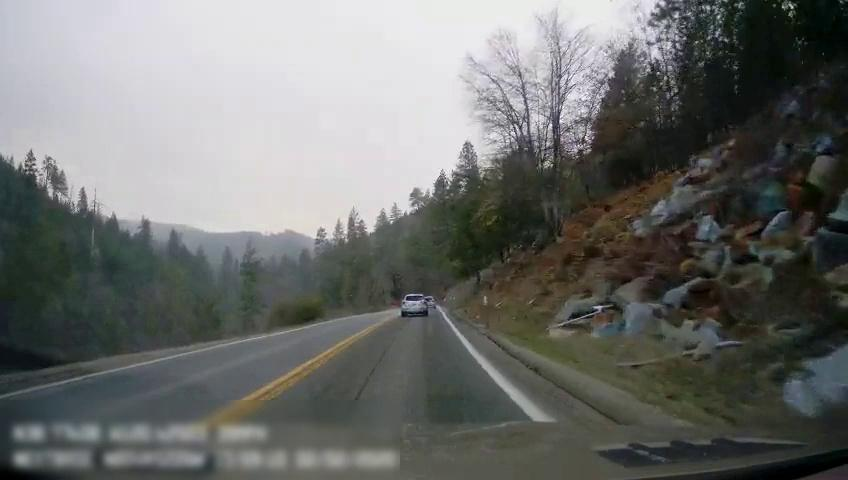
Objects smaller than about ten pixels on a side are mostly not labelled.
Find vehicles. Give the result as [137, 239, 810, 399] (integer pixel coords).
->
[401, 294, 429, 317]
[424, 296, 436, 309]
